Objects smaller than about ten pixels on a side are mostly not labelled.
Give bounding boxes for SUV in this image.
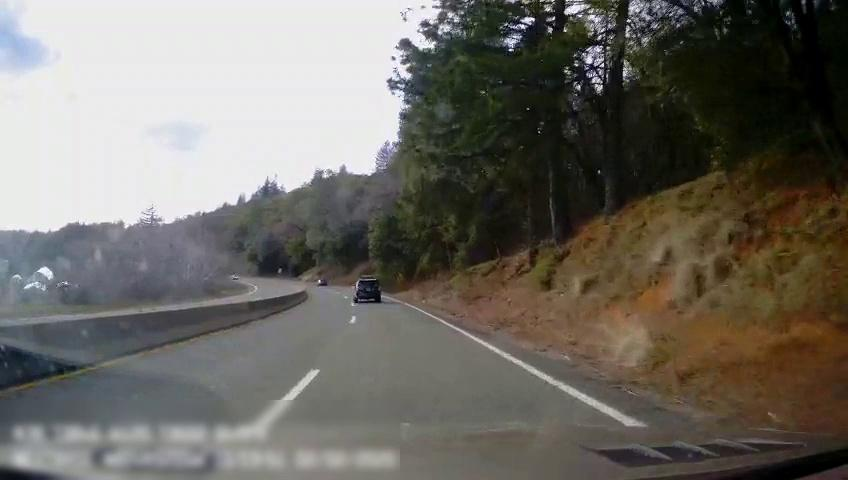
[353,279,382,304]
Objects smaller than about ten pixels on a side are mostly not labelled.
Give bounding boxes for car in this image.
[316,279,327,287]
